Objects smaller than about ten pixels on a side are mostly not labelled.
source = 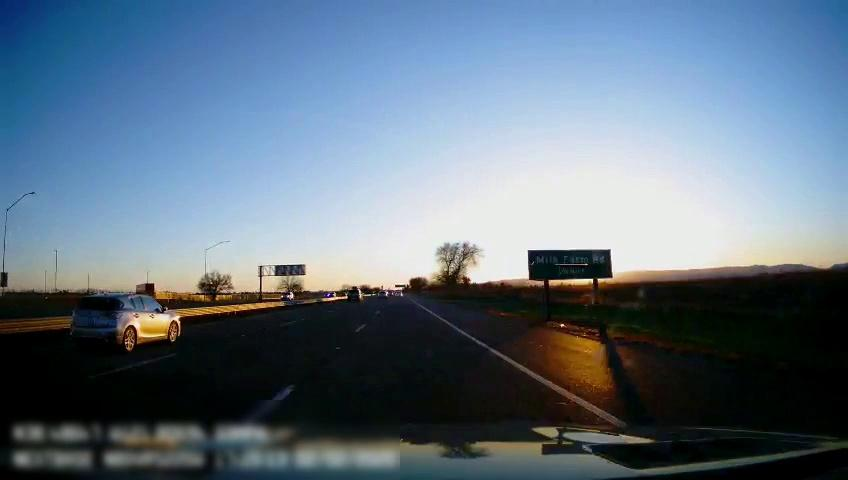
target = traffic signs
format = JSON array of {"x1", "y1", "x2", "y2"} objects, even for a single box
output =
[{"x1": 527, "y1": 249, "x2": 615, "y2": 280}]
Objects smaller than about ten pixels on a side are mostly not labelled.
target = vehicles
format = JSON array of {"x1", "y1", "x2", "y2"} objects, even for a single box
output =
[
  {"x1": 280, "y1": 291, "x2": 295, "y2": 301},
  {"x1": 347, "y1": 285, "x2": 363, "y2": 303},
  {"x1": 66, "y1": 293, "x2": 184, "y2": 358}
]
